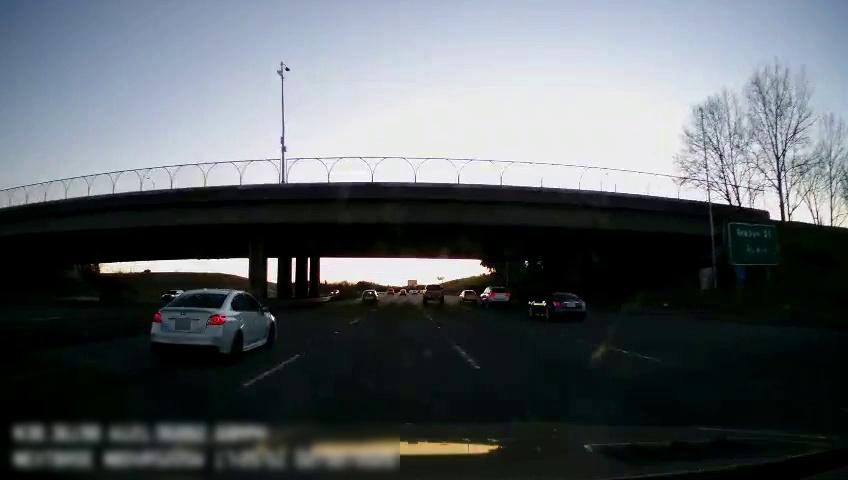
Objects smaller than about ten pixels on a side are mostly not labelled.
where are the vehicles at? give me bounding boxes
[479,286,511,307]
[362,290,378,303]
[161,290,183,303]
[458,290,477,304]
[331,289,340,295]
[423,284,445,305]
[527,291,585,323]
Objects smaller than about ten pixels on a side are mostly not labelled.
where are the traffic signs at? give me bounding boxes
[726,222,779,266]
